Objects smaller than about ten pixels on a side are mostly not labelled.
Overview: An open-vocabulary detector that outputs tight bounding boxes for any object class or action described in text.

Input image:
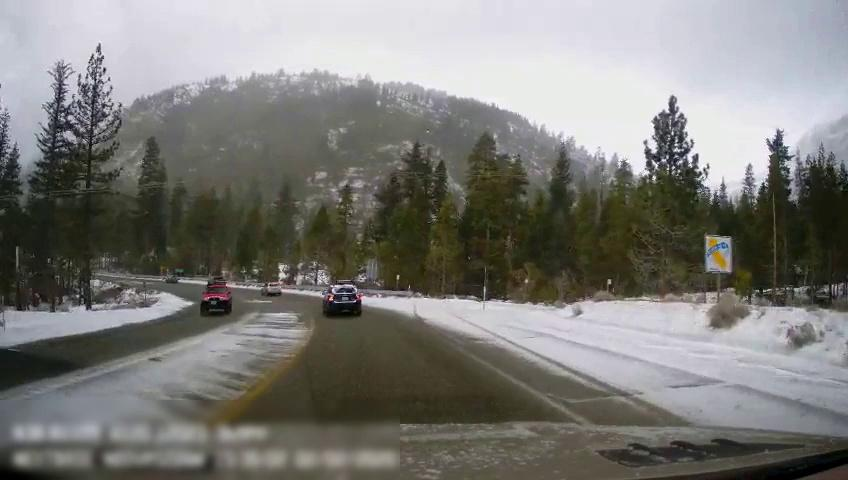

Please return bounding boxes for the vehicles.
[206,277,227,287]
[260,281,283,297]
[164,275,178,284]
[200,284,232,316]
[321,279,361,317]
